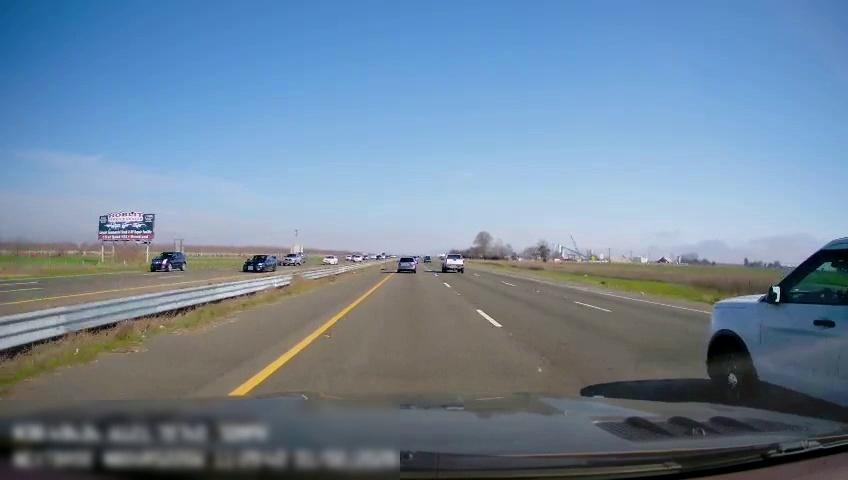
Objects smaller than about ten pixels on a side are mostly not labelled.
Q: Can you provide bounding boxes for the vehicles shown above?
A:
[322,255,338,266]
[397,256,418,274]
[703,238,848,410]
[283,254,303,266]
[243,255,278,273]
[150,251,188,273]
[275,255,284,266]
[439,253,465,273]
